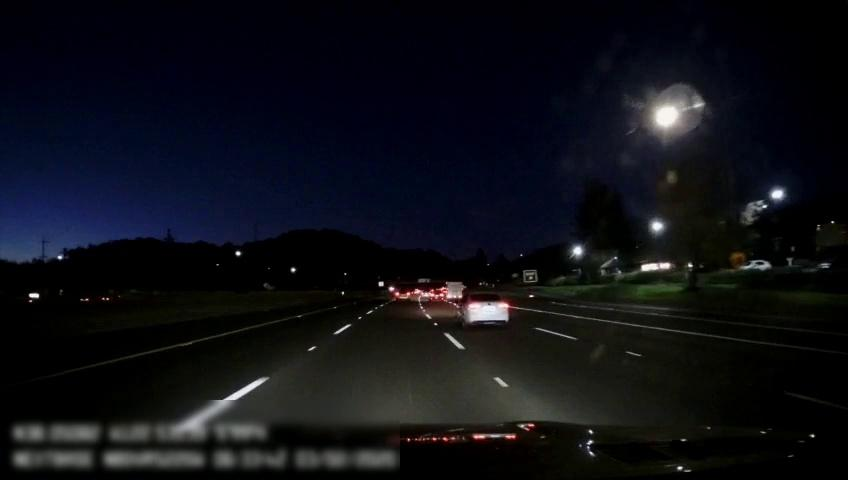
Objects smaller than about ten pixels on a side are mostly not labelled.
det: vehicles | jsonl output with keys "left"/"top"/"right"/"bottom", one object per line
{"left": 79, "top": 295, "right": 95, "bottom": 303}
{"left": 429, "top": 290, "right": 444, "bottom": 302}
{"left": 99, "top": 293, "right": 118, "bottom": 303}
{"left": 446, "top": 281, "right": 462, "bottom": 302}
{"left": 395, "top": 288, "right": 411, "bottom": 301}
{"left": 457, "top": 290, "right": 510, "bottom": 329}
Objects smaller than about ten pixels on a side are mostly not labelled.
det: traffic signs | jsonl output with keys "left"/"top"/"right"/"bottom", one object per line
{"left": 523, "top": 269, "right": 538, "bottom": 283}
{"left": 730, "top": 252, "right": 746, "bottom": 269}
